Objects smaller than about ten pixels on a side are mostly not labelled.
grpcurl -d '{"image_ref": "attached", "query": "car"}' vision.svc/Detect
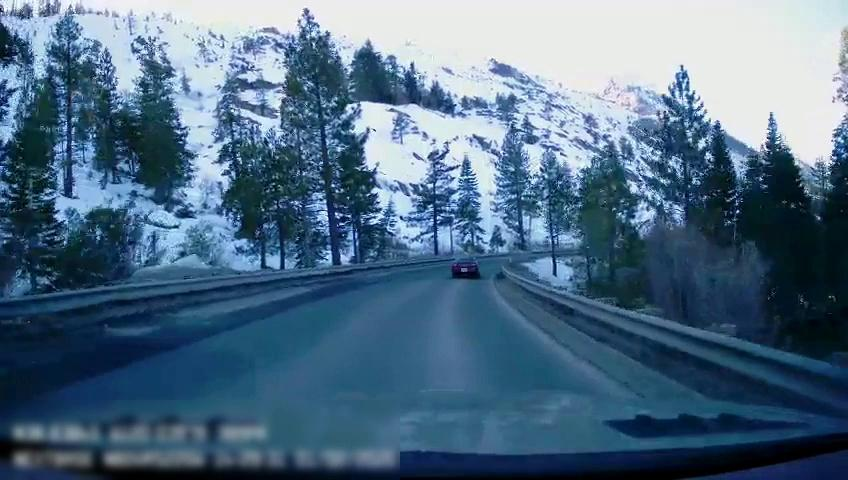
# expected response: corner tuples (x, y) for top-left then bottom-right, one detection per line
(450, 256), (481, 279)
